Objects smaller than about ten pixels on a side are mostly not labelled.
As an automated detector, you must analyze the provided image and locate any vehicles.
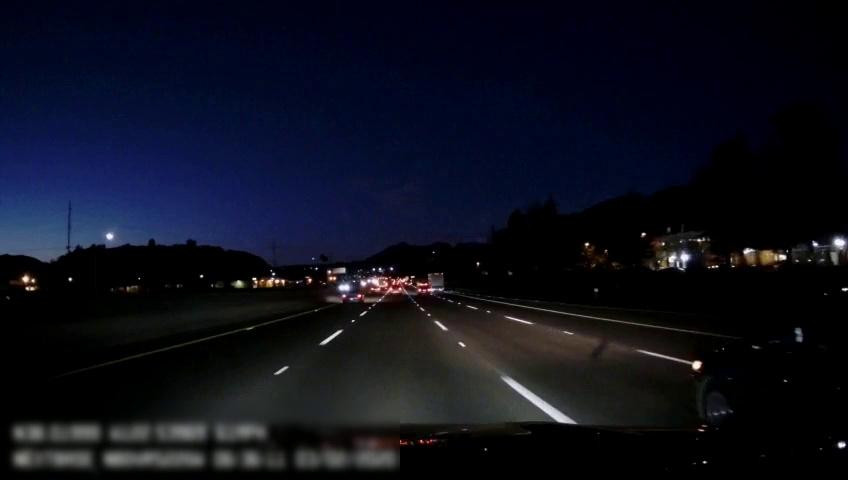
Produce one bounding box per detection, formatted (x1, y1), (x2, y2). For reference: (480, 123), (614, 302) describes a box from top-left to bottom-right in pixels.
(418, 284), (430, 295)
(390, 283), (404, 295)
(341, 285), (364, 303)
(426, 273), (446, 296)
(691, 289), (848, 439)
(369, 282), (382, 293)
